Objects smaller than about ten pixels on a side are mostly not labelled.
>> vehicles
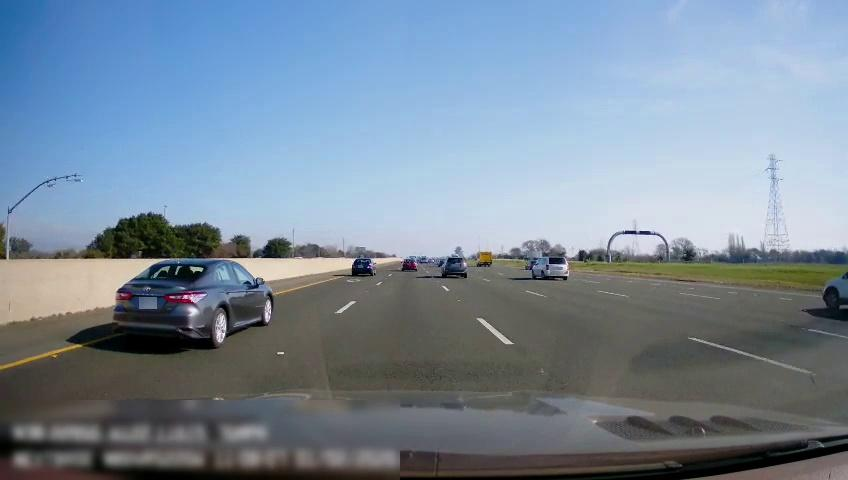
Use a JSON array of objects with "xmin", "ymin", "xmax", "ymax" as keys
[
  {"xmin": 531, "ymin": 256, "xmax": 570, "ymax": 281},
  {"xmin": 441, "ymin": 256, "xmax": 469, "ymax": 279},
  {"xmin": 351, "ymin": 256, "xmax": 376, "ymax": 276},
  {"xmin": 526, "ymin": 251, "xmax": 543, "ymax": 260},
  {"xmin": 110, "ymin": 258, "xmax": 275, "ymax": 349},
  {"xmin": 525, "ymin": 257, "xmax": 540, "ymax": 270},
  {"xmin": 474, "ymin": 251, "xmax": 493, "ymax": 268},
  {"xmin": 400, "ymin": 258, "xmax": 418, "ymax": 273},
  {"xmin": 820, "ymin": 271, "xmax": 848, "ymax": 312}
]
